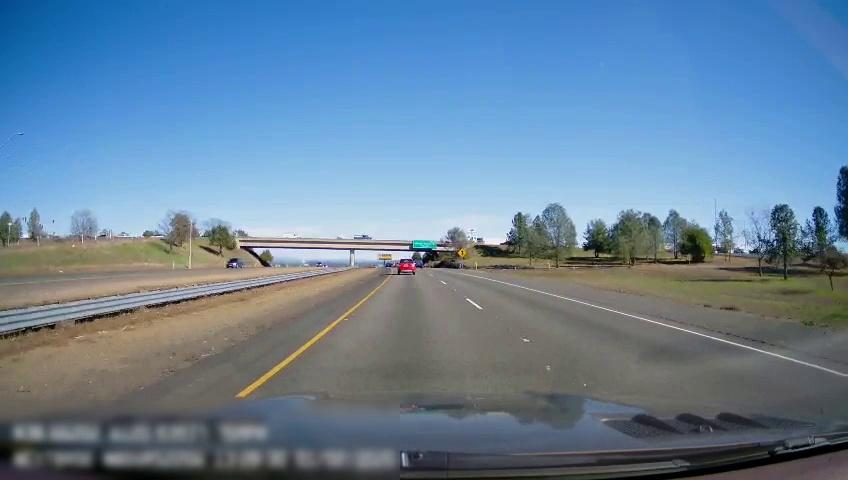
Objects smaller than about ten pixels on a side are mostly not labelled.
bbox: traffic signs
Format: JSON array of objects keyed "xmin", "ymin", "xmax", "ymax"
[
  {"xmin": 412, "ymin": 239, "xmax": 437, "ymax": 251},
  {"xmin": 457, "ymin": 248, "xmax": 468, "ymax": 259}
]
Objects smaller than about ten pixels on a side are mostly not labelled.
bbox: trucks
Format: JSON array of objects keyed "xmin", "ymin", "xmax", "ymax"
[{"xmin": 353, "ymin": 235, "xmax": 372, "ymax": 241}]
